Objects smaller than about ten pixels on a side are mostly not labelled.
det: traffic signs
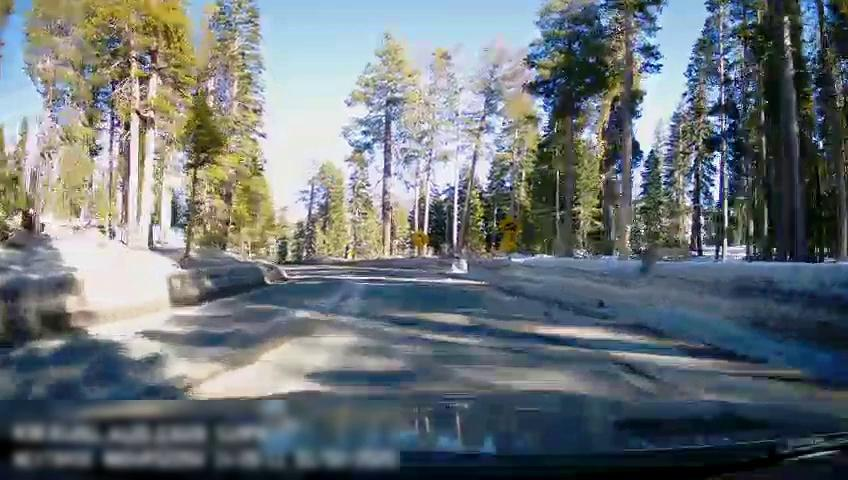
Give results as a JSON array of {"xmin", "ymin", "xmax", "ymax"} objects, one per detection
[
  {"xmin": 414, "ymin": 231, "xmax": 429, "ymax": 248},
  {"xmin": 502, "ymin": 217, "xmax": 521, "ymax": 245}
]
